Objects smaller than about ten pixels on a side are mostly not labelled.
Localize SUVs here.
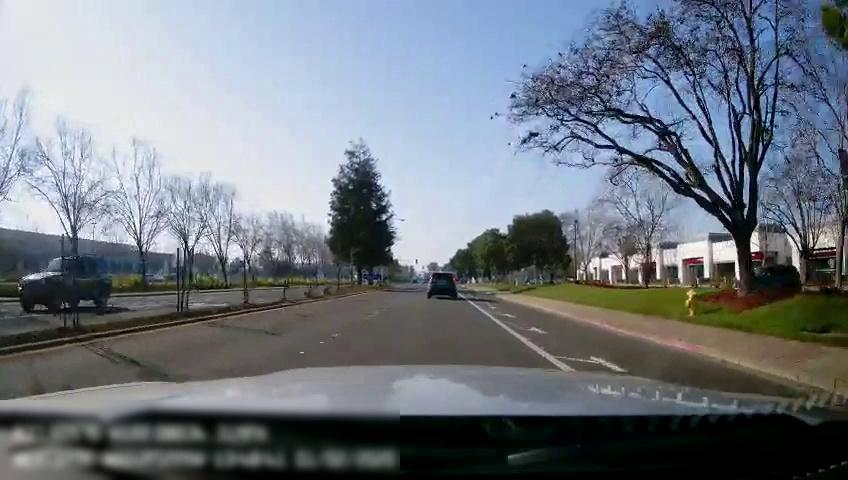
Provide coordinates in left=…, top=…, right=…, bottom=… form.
left=427, top=272, right=457, bottom=299
left=18, top=256, right=112, bottom=313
